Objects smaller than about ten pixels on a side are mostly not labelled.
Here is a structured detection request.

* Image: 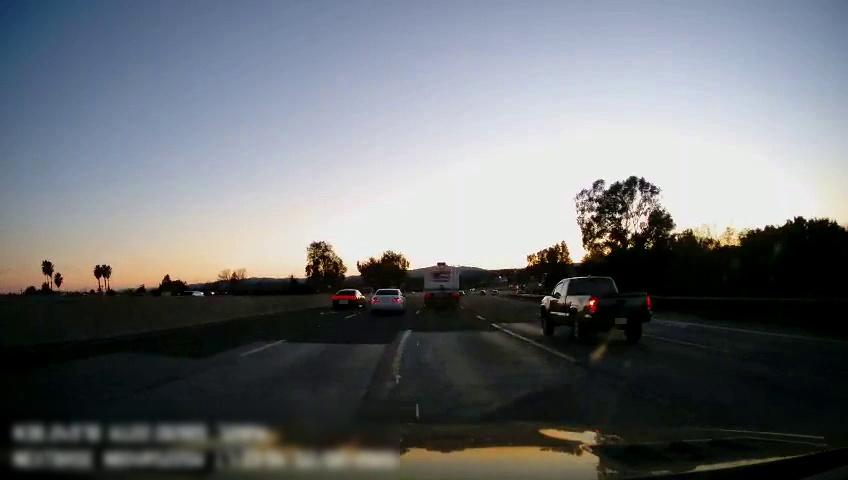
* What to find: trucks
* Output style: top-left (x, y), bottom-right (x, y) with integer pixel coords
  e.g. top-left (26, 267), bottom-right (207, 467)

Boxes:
top-left (540, 276), bottom-right (652, 342)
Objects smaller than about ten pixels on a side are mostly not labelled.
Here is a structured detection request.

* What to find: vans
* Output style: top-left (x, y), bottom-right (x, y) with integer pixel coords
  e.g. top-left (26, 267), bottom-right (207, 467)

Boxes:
top-left (424, 266), bottom-right (460, 309)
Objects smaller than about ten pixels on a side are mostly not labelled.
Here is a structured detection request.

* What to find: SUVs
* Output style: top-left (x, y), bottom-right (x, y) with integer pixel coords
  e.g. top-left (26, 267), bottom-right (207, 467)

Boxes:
top-left (177, 291), bottom-right (205, 298)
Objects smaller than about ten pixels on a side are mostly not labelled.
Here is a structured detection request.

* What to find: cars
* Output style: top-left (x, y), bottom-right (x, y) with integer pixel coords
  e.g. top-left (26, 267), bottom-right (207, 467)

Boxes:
top-left (371, 288), bottom-right (406, 315)
top-left (332, 289), bottom-right (367, 310)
